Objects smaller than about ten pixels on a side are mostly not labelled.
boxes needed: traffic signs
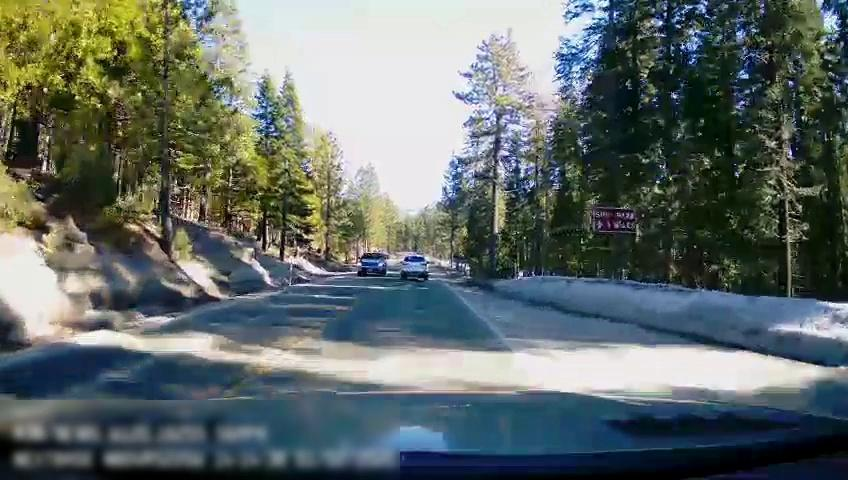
[593,206,639,234]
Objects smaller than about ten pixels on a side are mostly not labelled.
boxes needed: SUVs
[357,251,388,277]
[400,255,429,281]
